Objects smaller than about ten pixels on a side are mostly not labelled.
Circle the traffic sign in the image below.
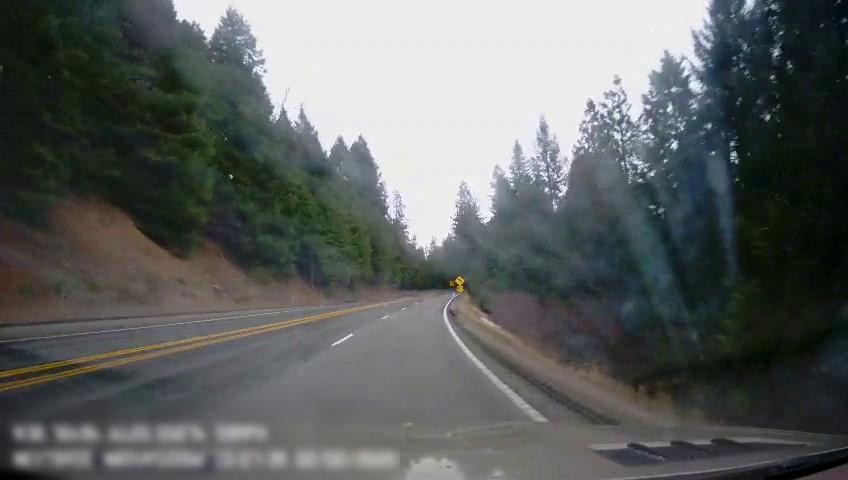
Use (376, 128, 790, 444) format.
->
(454, 275, 465, 286)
